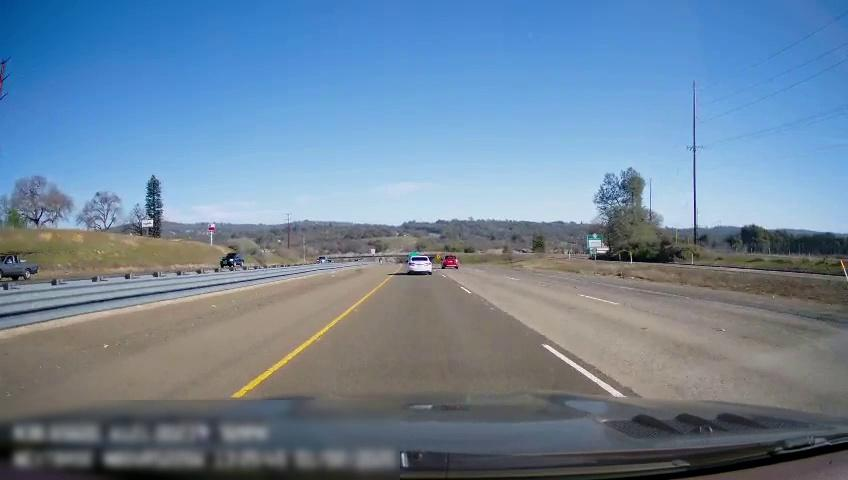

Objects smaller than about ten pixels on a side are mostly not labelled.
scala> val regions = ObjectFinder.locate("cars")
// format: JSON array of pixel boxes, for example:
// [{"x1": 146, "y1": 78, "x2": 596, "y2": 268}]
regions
[
  {"x1": 405, "y1": 256, "x2": 432, "y2": 276},
  {"x1": 441, "y1": 256, "x2": 459, "y2": 270}
]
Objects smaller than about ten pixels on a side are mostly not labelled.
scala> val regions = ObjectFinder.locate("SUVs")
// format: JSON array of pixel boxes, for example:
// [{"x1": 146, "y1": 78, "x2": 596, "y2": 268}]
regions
[{"x1": 220, "y1": 252, "x2": 246, "y2": 268}]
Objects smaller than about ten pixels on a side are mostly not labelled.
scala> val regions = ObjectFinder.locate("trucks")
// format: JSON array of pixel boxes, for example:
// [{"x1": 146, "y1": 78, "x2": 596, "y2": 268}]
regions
[{"x1": 0, "y1": 254, "x2": 39, "y2": 281}]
